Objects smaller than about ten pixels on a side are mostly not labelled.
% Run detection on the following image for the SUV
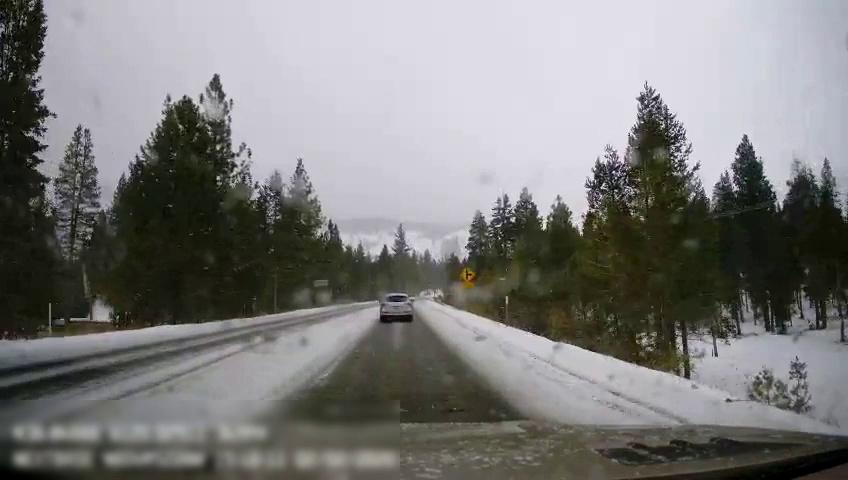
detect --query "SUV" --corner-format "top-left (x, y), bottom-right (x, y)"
top-left (379, 292), bottom-right (415, 321)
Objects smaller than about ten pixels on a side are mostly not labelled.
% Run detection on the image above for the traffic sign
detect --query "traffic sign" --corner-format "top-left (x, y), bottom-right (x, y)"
top-left (460, 266), bottom-right (477, 281)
